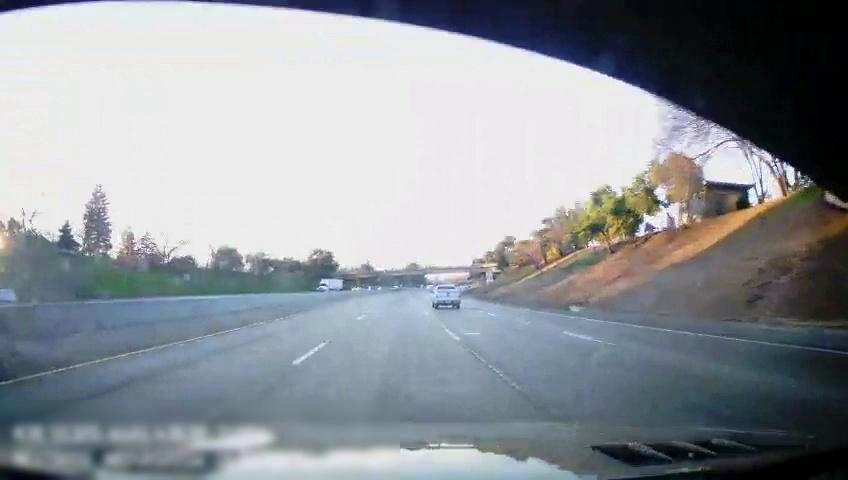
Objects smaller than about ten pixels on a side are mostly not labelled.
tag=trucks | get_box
[431,285,461,310]
[316,278,344,292]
